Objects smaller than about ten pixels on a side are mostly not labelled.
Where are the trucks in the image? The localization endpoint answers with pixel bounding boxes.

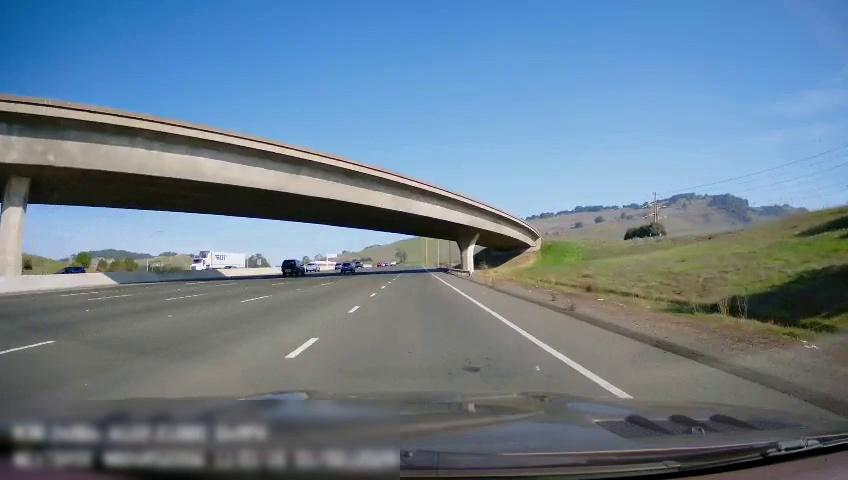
[190,249,246,272]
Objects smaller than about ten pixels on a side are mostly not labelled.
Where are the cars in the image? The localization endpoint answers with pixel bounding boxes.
[340,262,355,273]
[53,266,87,275]
[305,262,321,273]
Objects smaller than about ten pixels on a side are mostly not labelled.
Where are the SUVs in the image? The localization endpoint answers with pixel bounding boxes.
[281,259,306,278]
